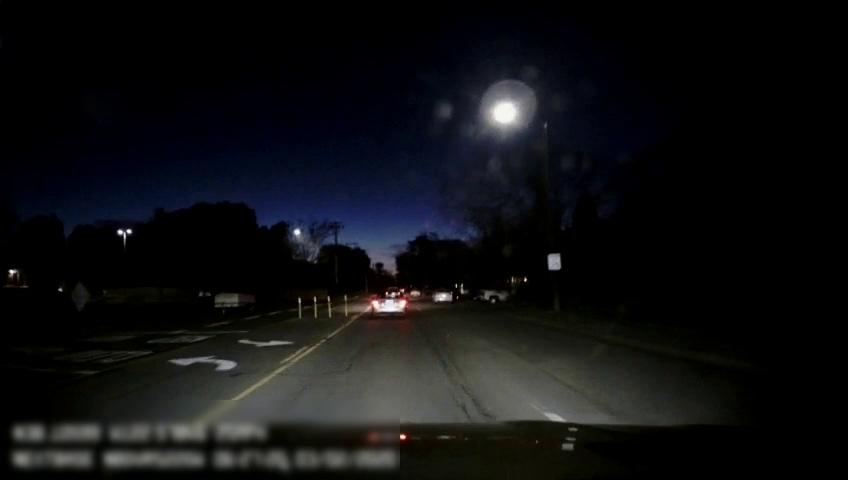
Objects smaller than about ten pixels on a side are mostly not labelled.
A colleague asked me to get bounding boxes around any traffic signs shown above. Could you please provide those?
[548,253,562,270]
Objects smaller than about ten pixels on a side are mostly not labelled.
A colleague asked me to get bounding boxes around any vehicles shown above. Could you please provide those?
[480,289,508,305]
[410,289,420,298]
[433,288,453,304]
[371,288,408,318]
